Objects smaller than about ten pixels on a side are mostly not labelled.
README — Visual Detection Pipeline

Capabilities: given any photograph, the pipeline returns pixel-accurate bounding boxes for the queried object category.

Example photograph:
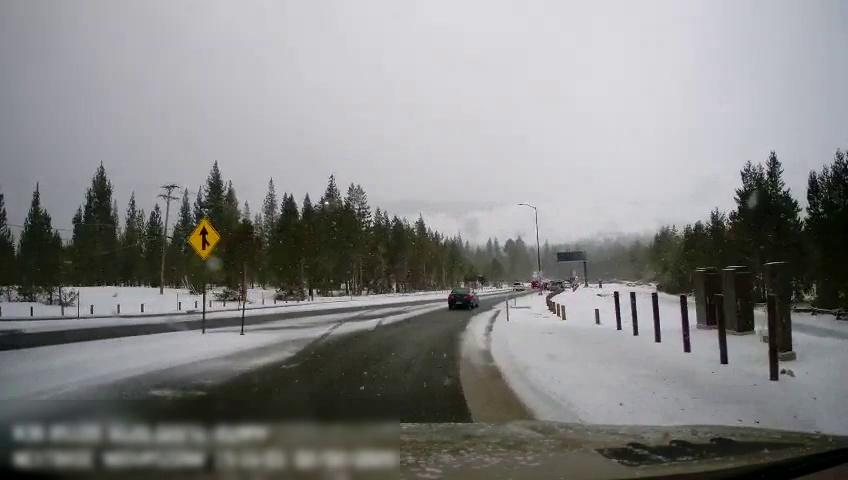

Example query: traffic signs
[186,217,223,261]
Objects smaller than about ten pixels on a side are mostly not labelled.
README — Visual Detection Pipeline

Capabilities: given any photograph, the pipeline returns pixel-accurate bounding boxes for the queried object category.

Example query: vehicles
[513,281,525,292]
[448,286,480,311]
[531,280,541,289]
